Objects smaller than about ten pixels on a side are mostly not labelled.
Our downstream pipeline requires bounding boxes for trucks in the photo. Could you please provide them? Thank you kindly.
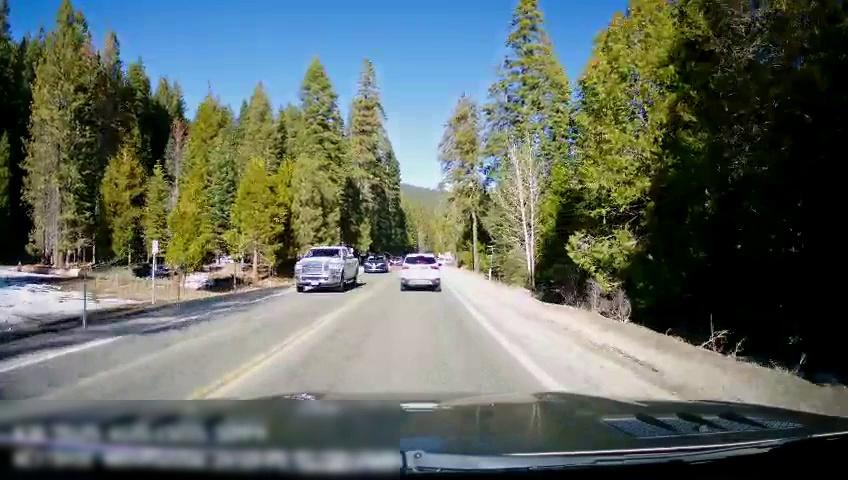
[293,245,360,293]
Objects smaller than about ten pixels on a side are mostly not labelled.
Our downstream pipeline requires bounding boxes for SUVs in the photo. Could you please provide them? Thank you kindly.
[400,252,444,293]
[363,255,389,274]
